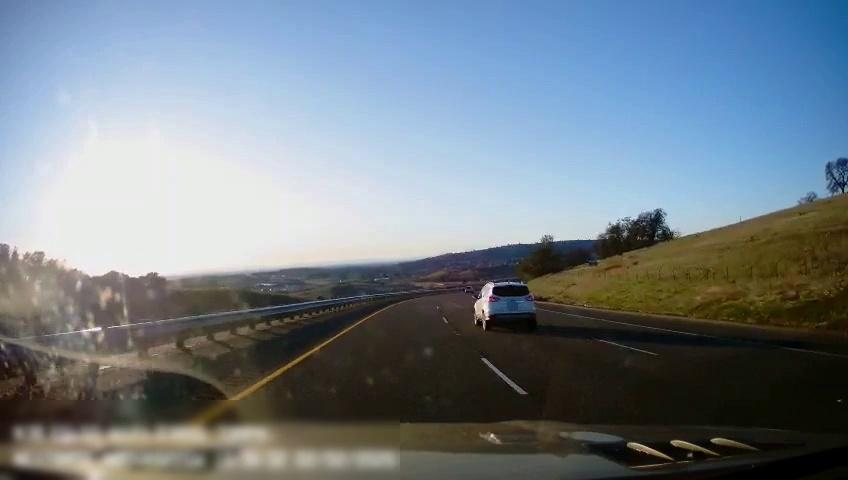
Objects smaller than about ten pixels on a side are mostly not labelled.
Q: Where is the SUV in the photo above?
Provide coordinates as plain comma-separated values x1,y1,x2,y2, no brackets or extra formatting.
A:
472,282,537,330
